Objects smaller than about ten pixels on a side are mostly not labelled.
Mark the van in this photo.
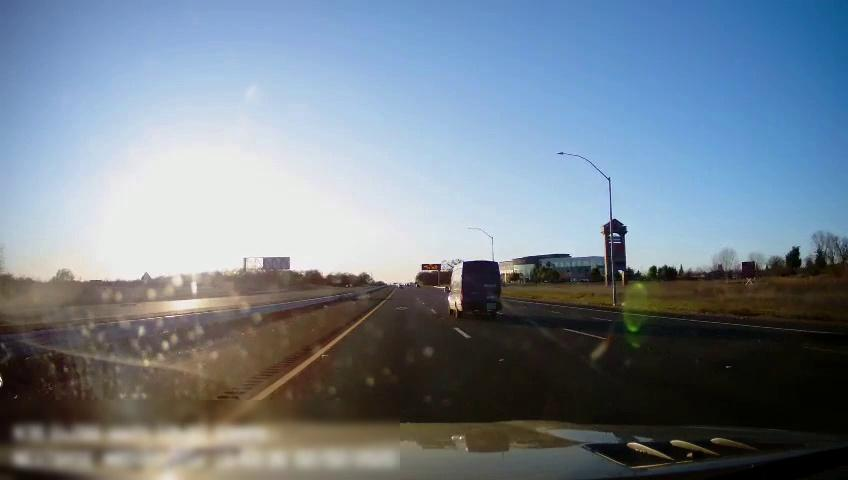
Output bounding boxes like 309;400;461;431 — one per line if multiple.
445;260;504;322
